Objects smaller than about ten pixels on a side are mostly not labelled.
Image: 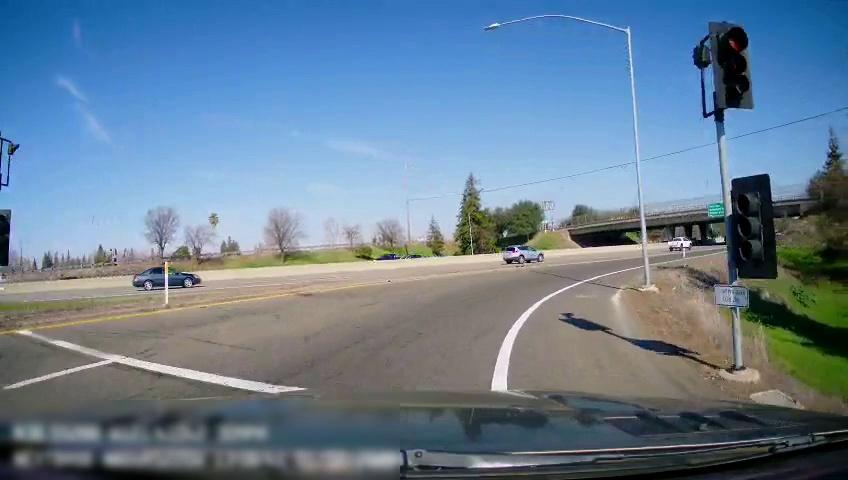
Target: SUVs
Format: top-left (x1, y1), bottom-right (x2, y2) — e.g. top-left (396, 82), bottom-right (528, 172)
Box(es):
top-left (501, 244), bottom-right (545, 265)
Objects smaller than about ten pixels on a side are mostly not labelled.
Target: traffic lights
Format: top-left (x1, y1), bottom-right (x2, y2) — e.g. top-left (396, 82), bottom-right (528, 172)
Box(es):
top-left (0, 208), bottom-right (13, 267)
top-left (709, 23), bottom-right (754, 109)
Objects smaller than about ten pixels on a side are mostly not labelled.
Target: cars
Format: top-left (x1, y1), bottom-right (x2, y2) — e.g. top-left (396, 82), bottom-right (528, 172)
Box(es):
top-left (131, 267), bottom-right (201, 291)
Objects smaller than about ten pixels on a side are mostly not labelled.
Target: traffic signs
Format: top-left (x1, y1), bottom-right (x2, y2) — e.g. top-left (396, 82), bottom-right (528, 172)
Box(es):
top-left (707, 203), bottom-right (724, 217)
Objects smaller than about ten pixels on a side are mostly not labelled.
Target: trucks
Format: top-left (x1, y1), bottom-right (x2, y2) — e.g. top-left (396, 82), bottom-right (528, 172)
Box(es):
top-left (667, 236), bottom-right (692, 252)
